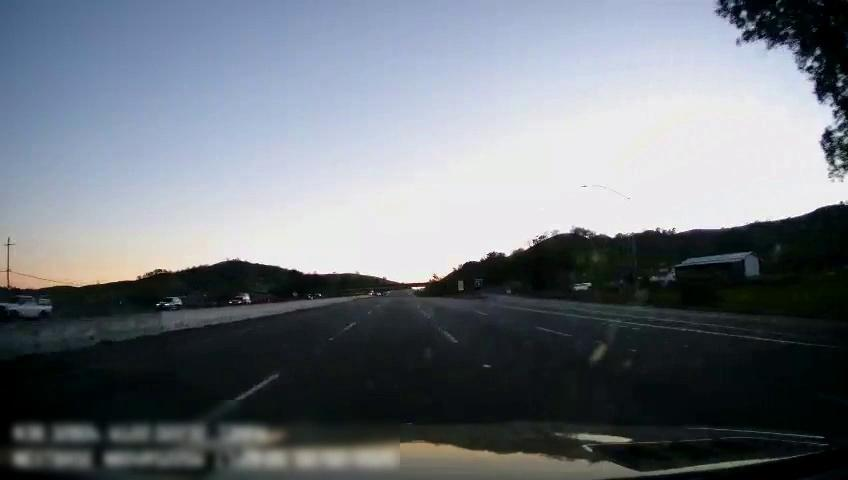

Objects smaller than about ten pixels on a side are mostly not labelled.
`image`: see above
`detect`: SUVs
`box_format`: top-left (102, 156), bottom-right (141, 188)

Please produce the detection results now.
top-left (155, 296), bottom-right (184, 312)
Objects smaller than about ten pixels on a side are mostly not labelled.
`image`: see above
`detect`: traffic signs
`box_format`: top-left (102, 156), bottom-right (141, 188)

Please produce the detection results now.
top-left (458, 279), bottom-right (464, 290)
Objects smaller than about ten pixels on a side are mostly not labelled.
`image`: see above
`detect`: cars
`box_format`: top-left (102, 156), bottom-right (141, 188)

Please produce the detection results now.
top-left (228, 297), bottom-right (250, 307)
top-left (570, 283), bottom-right (589, 292)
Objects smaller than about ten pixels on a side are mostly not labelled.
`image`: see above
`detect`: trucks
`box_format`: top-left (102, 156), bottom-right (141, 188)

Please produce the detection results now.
top-left (0, 295), bottom-right (54, 326)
